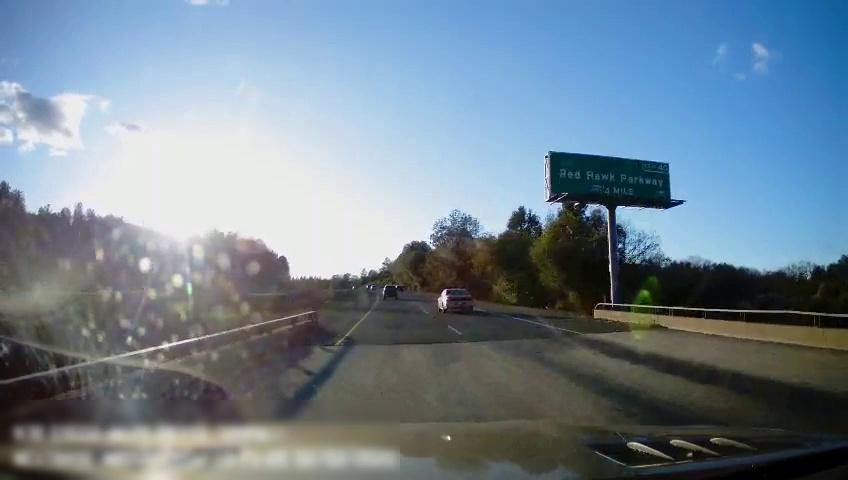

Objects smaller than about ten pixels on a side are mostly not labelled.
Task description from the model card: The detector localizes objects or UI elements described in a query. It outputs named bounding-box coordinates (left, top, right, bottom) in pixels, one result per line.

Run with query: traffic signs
left=544, top=151, right=687, bottom=211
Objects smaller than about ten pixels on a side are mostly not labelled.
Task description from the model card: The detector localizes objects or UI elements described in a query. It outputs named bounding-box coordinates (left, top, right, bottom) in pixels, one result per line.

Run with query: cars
left=437, top=289, right=472, bottom=314
left=383, top=285, right=398, bottom=300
